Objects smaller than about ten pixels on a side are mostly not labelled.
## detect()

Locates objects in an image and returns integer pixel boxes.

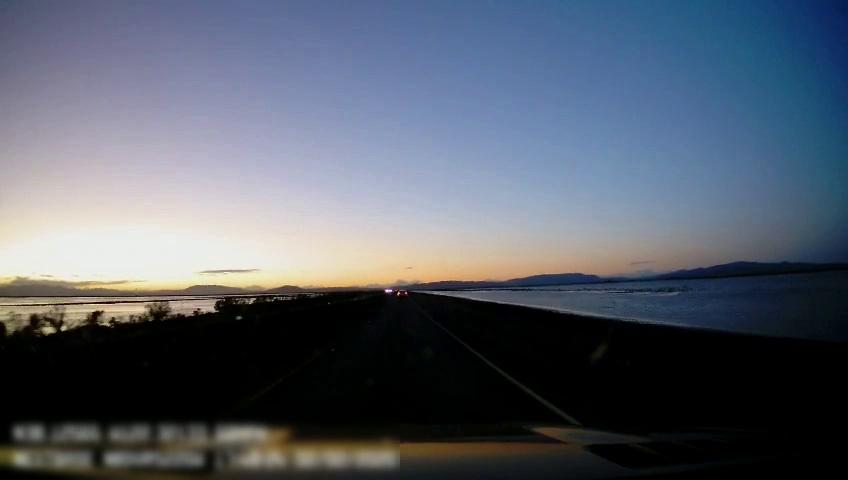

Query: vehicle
[396,290,408,298]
